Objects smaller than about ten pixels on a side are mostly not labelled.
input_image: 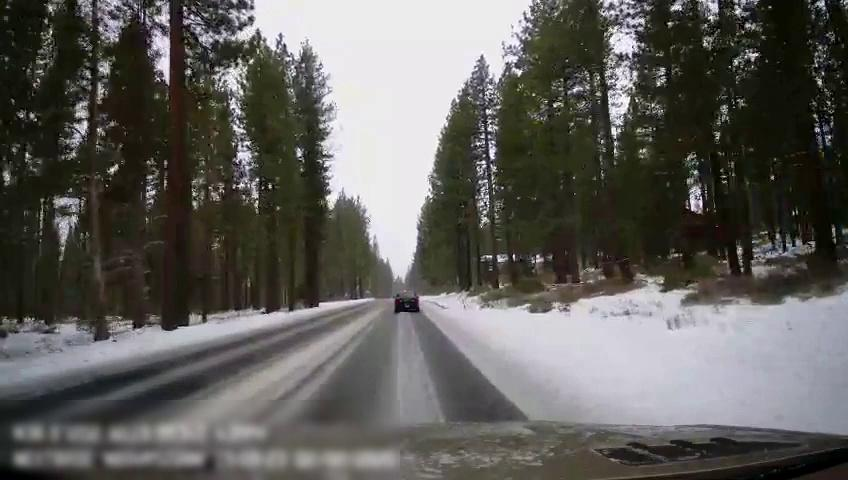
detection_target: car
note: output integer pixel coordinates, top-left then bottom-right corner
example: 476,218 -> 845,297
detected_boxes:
393,291 -> 420,313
